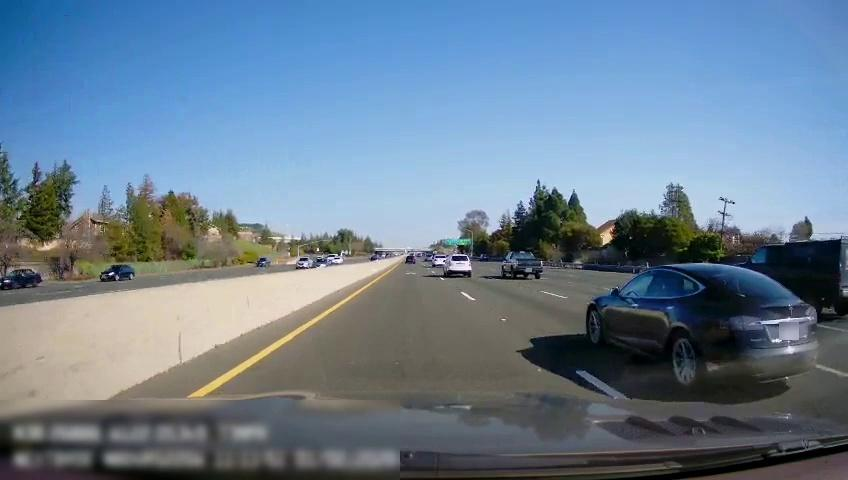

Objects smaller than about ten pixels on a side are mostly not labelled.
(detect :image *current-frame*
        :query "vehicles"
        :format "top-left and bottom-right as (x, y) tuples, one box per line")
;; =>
(737, 237), (848, 321)
(332, 257), (344, 264)
(327, 253), (339, 260)
(0, 268), (42, 291)
(311, 257), (330, 268)
(255, 257), (273, 268)
(585, 262), (819, 393)
(295, 256), (314, 270)
(98, 264), (136, 282)
(501, 251), (544, 280)
(443, 254), (472, 278)
(404, 253), (418, 265)
(432, 254), (448, 268)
